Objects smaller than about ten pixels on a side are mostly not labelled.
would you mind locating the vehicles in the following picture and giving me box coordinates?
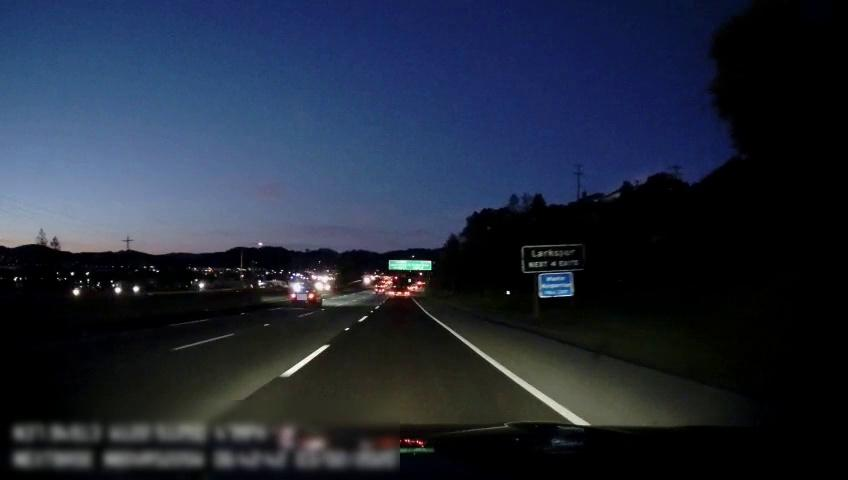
[290,287,323,310]
[387,274,413,301]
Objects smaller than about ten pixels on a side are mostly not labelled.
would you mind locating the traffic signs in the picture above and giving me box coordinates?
[390,260,433,270]
[521,245,586,271]
[536,273,575,296]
